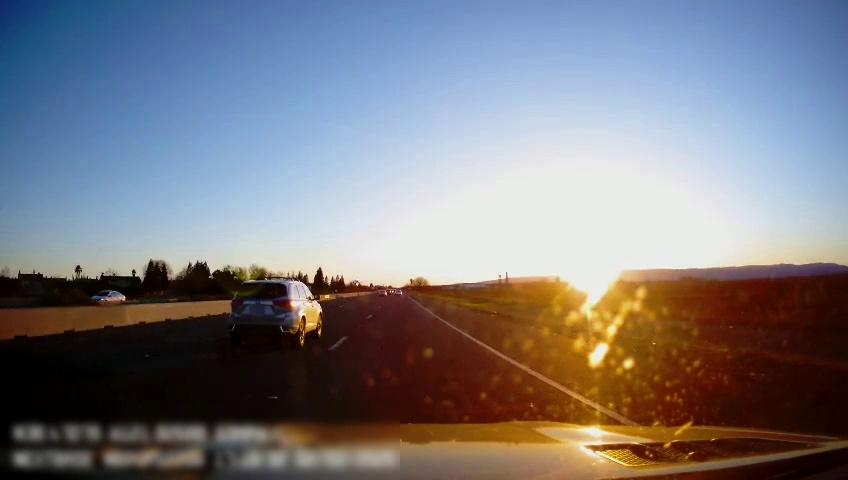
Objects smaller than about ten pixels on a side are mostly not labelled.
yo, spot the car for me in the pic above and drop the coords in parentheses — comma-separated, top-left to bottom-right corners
(88, 289, 126, 306)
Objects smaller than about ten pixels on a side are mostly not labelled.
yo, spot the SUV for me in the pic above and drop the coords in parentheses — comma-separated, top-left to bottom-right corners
(228, 274, 323, 351)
